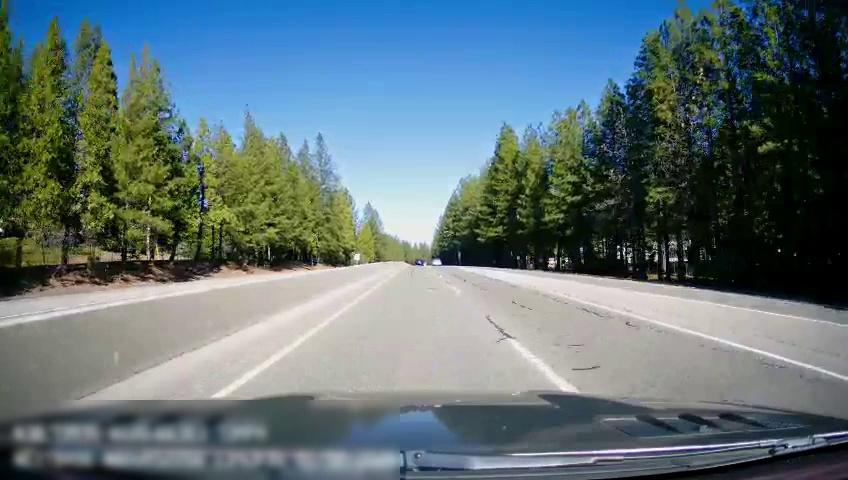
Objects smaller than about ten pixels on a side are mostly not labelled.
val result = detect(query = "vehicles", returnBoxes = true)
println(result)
[431,258,442,267]
[412,257,424,267]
